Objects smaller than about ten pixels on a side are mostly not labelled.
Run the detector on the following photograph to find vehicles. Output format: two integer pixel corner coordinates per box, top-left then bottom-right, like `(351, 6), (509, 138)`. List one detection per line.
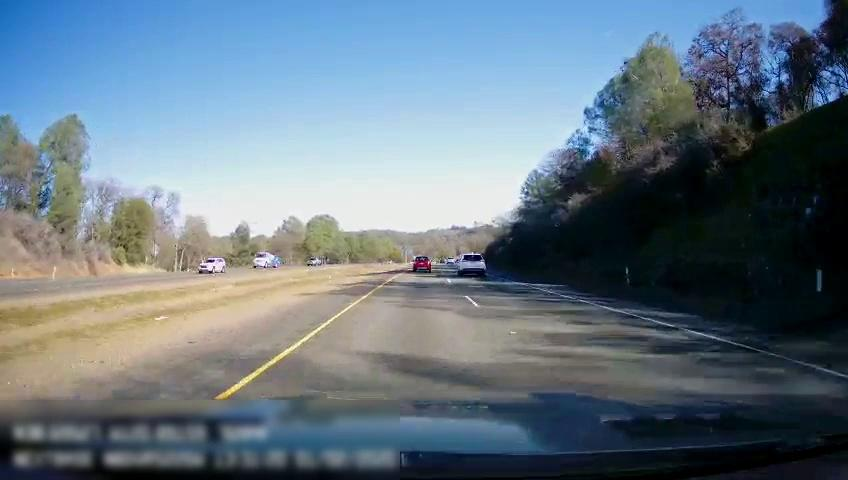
(251, 251), (282, 269)
(197, 257), (227, 273)
(455, 253), (486, 277)
(412, 256), (432, 273)
(306, 256), (322, 266)
(445, 257), (455, 265)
